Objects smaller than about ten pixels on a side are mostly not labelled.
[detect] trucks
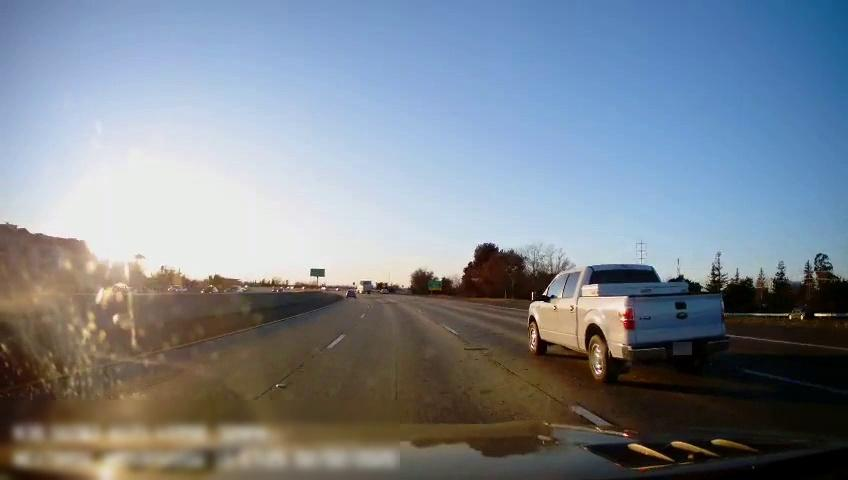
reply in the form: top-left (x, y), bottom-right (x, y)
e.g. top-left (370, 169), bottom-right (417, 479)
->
top-left (356, 280), bottom-right (373, 295)
top-left (527, 263), bottom-right (732, 385)
top-left (167, 285), bottom-right (187, 293)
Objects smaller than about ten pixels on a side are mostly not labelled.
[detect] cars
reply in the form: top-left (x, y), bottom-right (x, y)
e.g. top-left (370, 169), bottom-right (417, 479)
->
top-left (788, 306), bottom-right (815, 321)
top-left (346, 289), bottom-right (357, 299)
top-left (200, 285), bottom-right (219, 294)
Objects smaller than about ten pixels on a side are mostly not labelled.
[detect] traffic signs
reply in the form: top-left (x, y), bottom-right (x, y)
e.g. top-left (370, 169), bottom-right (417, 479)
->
top-left (309, 268), bottom-right (326, 277)
top-left (427, 279), bottom-right (443, 292)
